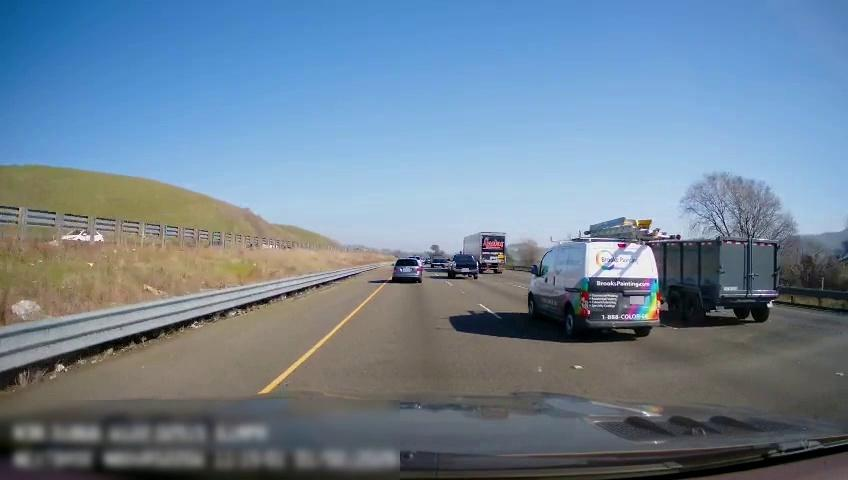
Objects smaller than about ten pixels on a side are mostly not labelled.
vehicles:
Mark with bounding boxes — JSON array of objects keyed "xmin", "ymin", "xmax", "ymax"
[
  {"xmin": 391, "ymin": 257, "xmax": 424, "ymax": 284},
  {"xmin": 641, "ymin": 236, "xmax": 781, "ymax": 323},
  {"xmin": 447, "ymin": 253, "xmax": 480, "ymax": 280},
  {"xmin": 60, "ymin": 228, "xmax": 105, "ymax": 243},
  {"xmin": 525, "ymin": 216, "xmax": 681, "ymax": 339},
  {"xmin": 430, "ymin": 254, "xmax": 446, "ymax": 269},
  {"xmin": 407, "ymin": 255, "xmax": 424, "ymax": 273},
  {"xmin": 459, "ymin": 231, "xmax": 507, "ymax": 275},
  {"xmin": 260, "ymin": 242, "xmax": 279, "ymax": 249}
]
